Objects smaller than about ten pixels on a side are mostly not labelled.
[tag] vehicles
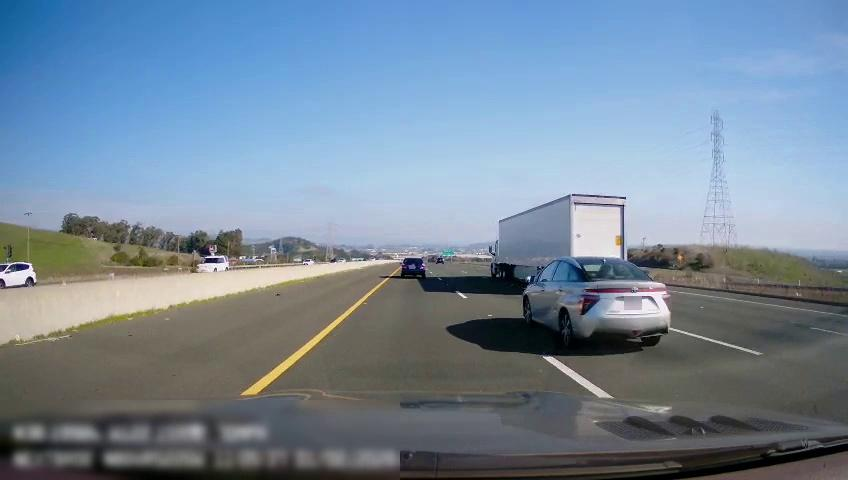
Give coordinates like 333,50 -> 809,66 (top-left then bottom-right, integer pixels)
522,256 -> 673,353
195,255 -> 230,274
400,257 -> 427,279
488,192 -> 628,280
0,262 -> 37,289
302,258 -> 315,266
435,257 -> 445,265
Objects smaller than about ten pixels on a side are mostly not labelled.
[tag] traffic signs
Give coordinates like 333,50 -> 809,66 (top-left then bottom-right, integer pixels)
443,249 -> 456,256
